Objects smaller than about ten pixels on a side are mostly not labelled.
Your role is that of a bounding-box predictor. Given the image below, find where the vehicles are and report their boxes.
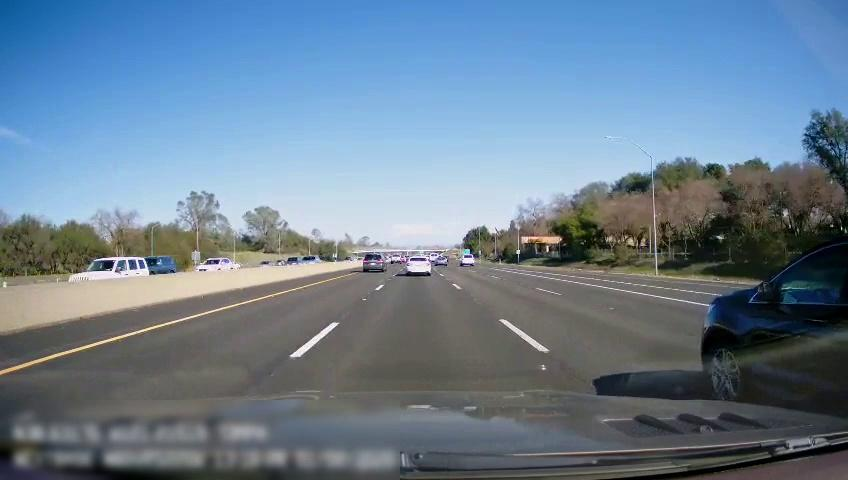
[195,257,236,273]
[362,253,388,273]
[390,253,403,265]
[134,254,177,277]
[459,254,475,266]
[700,235,848,418]
[406,256,432,276]
[68,256,150,283]
[297,255,321,265]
